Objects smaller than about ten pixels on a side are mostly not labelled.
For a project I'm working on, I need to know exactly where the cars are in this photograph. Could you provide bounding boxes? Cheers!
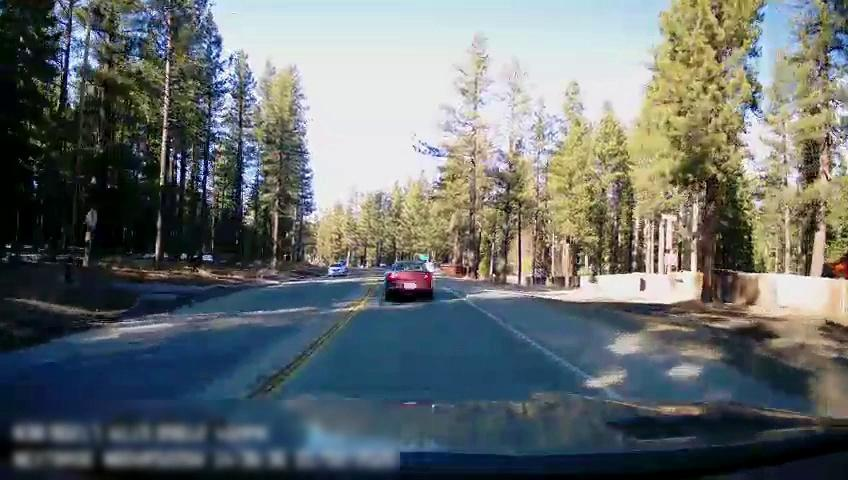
[327,263,348,278]
[384,259,432,302]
